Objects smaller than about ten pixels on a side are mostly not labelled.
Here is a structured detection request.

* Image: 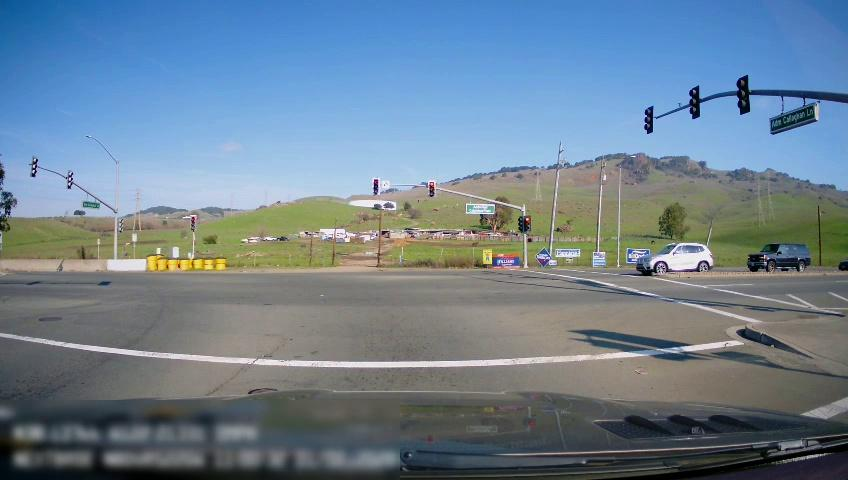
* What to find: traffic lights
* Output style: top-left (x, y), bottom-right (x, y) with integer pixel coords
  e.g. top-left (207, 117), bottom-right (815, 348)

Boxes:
top-left (426, 178), bottom-right (437, 197)
top-left (30, 156), bottom-right (40, 178)
top-left (189, 214), bottom-right (198, 232)
top-left (735, 74), bottom-right (751, 115)
top-left (643, 104), bottom-right (655, 135)
top-left (687, 84), bottom-right (702, 120)
top-left (117, 215), bottom-right (125, 233)
top-left (371, 176), bottom-right (382, 196)
top-left (66, 168), bottom-right (75, 190)
top-left (523, 214), bottom-right (533, 232)
top-left (517, 215), bottom-right (525, 232)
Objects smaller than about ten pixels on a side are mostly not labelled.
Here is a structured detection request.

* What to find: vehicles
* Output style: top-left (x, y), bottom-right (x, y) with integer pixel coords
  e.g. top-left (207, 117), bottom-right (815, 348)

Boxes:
top-left (746, 243), bottom-right (812, 273)
top-left (838, 261), bottom-right (848, 272)
top-left (636, 242), bottom-right (714, 276)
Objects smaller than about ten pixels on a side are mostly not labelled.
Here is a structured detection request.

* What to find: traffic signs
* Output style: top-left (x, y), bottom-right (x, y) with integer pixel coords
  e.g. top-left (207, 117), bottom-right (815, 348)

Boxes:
top-left (464, 201), bottom-right (497, 216)
top-left (81, 199), bottom-right (101, 209)
top-left (768, 100), bottom-right (821, 135)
